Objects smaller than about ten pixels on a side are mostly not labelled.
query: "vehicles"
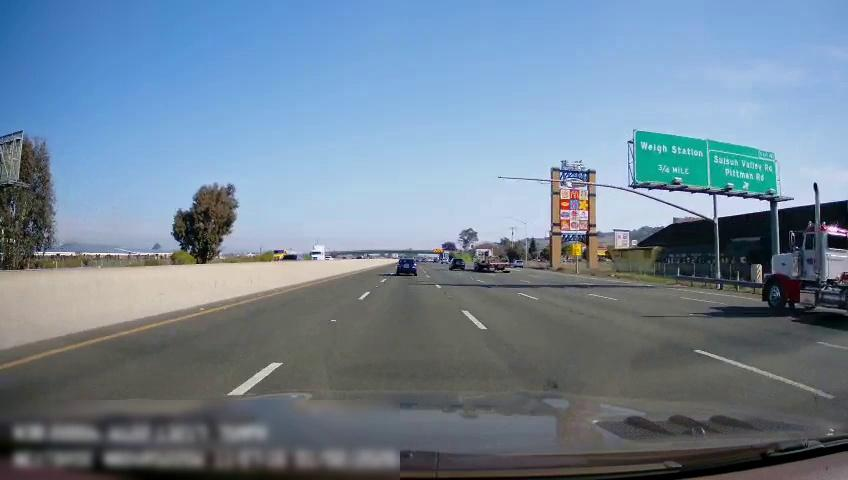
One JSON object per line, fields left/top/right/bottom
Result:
{"left": 449, "top": 258, "right": 465, "bottom": 270}
{"left": 282, "top": 254, "right": 305, "bottom": 263}
{"left": 761, "top": 180, "right": 848, "bottom": 314}
{"left": 271, "top": 249, "right": 303, "bottom": 263}
{"left": 310, "top": 249, "right": 326, "bottom": 262}
{"left": 398, "top": 259, "right": 418, "bottom": 275}
{"left": 472, "top": 248, "right": 513, "bottom": 274}
{"left": 513, "top": 259, "right": 524, "bottom": 268}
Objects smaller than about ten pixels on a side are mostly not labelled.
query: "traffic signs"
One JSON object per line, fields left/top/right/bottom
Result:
{"left": 0, "top": 129, "right": 24, "bottom": 184}
{"left": 572, "top": 243, "right": 582, "bottom": 256}
{"left": 432, "top": 248, "right": 444, "bottom": 254}
{"left": 633, "top": 129, "right": 778, "bottom": 196}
